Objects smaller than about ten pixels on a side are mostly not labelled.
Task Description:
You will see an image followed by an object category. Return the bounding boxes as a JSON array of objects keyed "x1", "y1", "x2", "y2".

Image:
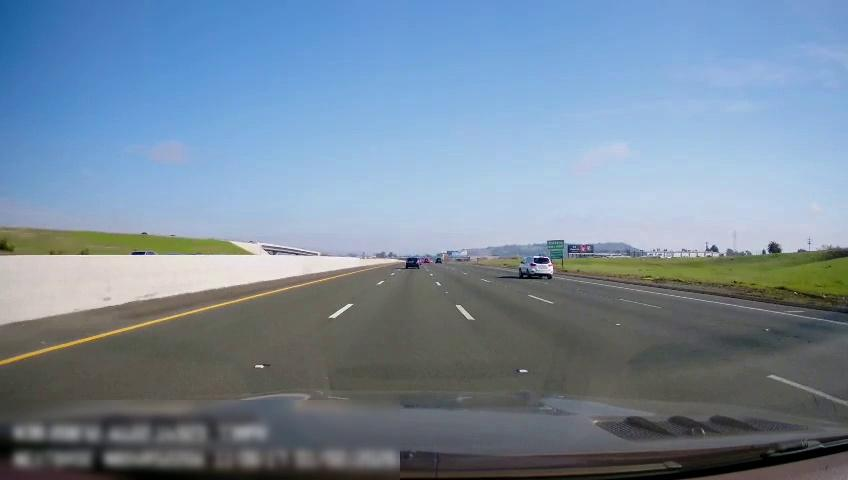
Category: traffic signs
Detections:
[
  {"x1": 550, "y1": 251, "x2": 565, "y2": 260},
  {"x1": 546, "y1": 240, "x2": 565, "y2": 250}
]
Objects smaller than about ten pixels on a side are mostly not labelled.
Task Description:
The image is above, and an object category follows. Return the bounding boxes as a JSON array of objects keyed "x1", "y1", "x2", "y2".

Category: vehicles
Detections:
[
  {"x1": 519, "y1": 256, "x2": 553, "y2": 279},
  {"x1": 405, "y1": 258, "x2": 419, "y2": 269},
  {"x1": 128, "y1": 250, "x2": 161, "y2": 257}
]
